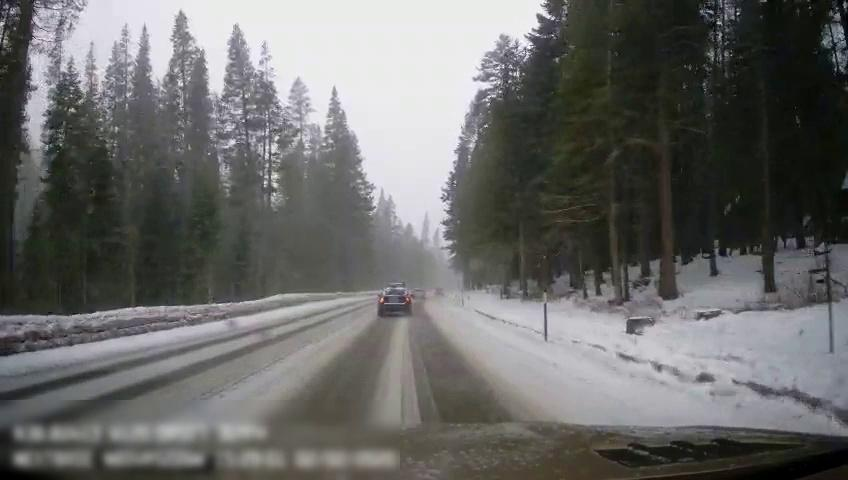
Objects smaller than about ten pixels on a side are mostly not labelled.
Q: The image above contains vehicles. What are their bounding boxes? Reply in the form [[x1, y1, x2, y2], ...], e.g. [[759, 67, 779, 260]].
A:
[[412, 288, 426, 300], [377, 282, 416, 317]]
